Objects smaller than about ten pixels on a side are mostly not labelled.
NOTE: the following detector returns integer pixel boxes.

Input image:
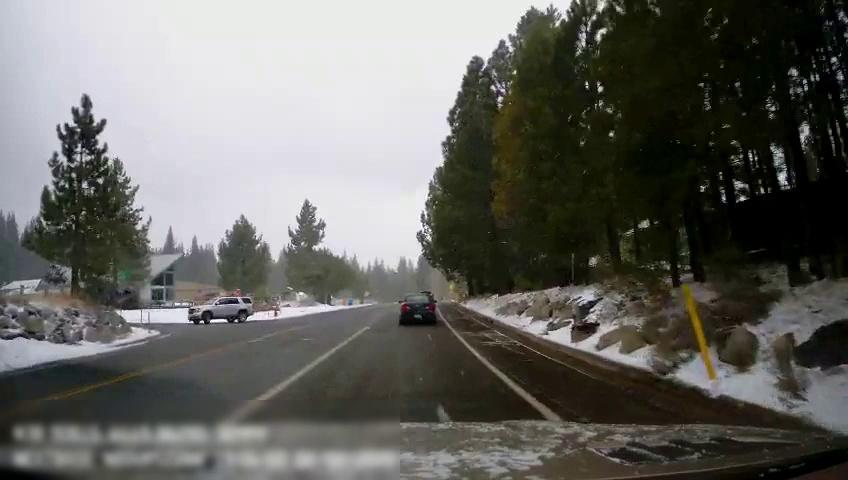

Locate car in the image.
[399,294,436,327]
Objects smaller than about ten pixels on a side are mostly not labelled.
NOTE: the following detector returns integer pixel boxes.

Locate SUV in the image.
[187,296,255,325]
